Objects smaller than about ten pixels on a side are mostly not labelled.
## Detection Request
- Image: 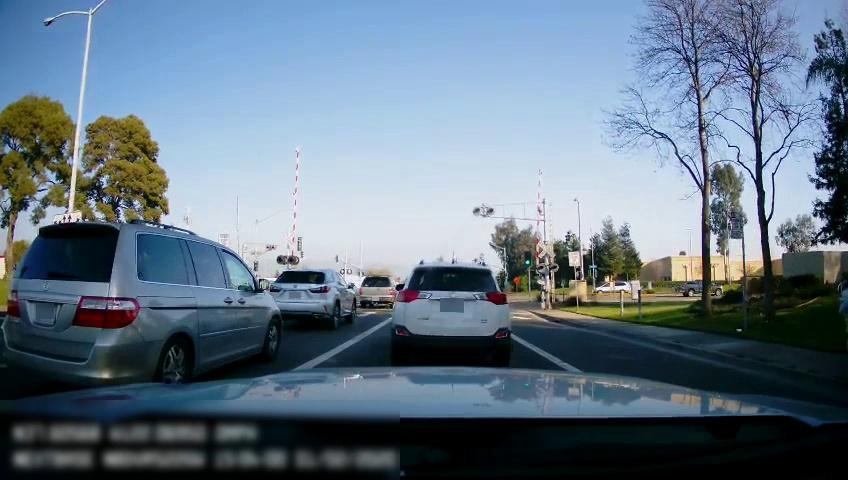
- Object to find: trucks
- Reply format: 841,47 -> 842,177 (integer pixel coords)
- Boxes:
680,280 -> 722,297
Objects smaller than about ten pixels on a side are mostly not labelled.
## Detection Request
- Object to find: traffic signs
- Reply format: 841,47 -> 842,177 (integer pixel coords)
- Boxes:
537,239 -> 556,259
568,251 -> 581,267
54,210 -> 84,225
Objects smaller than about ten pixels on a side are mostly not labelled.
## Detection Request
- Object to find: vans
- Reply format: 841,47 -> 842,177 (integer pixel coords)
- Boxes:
0,218 -> 283,388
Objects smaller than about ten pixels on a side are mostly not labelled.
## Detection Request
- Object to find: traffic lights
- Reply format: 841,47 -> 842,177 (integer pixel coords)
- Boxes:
276,255 -> 288,266
563,230 -> 570,245
523,251 -> 531,265
287,255 -> 300,266
253,262 -> 258,273
296,237 -> 303,253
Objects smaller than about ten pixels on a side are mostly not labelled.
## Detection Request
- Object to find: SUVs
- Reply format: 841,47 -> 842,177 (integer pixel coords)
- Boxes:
359,275 -> 401,309
593,281 -> 631,295
267,268 -> 357,332
391,259 -> 514,360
